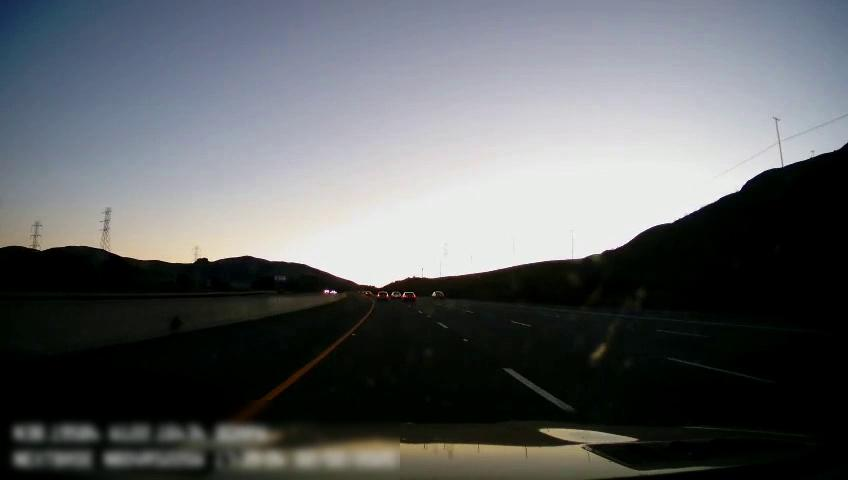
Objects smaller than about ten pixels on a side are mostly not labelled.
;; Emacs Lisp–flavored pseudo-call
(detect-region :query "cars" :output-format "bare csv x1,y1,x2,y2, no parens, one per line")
432,291,444,299
391,291,402,299
401,291,416,301
377,291,389,301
